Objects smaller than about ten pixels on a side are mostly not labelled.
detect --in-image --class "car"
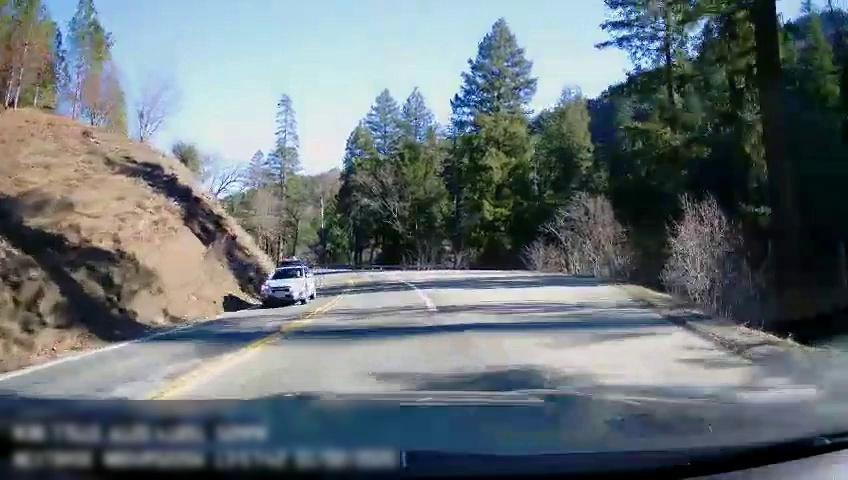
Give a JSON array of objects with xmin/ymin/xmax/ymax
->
[{"xmin": 259, "ymin": 258, "xmax": 317, "ymax": 308}]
